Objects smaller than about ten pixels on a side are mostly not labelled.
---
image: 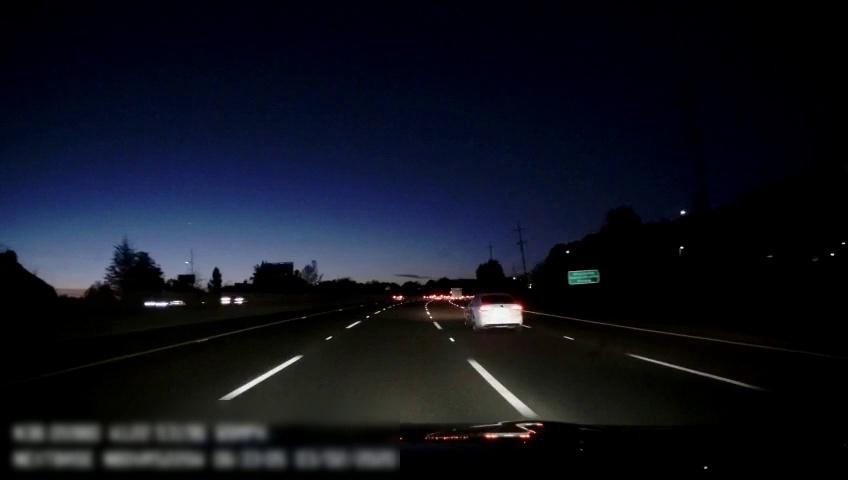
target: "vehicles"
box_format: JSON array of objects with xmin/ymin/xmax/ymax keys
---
[
  {"xmin": 451, "ymin": 287, "xmax": 462, "ymax": 300},
  {"xmin": 464, "ymin": 293, "xmax": 523, "ymax": 332},
  {"xmin": 143, "ymin": 295, "xmax": 171, "ymax": 311},
  {"xmin": 218, "ymin": 292, "xmax": 249, "ymax": 307}
]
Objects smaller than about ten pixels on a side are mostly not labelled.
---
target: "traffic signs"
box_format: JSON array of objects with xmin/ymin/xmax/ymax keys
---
[{"xmin": 568, "ymin": 269, "xmax": 599, "ymax": 285}]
